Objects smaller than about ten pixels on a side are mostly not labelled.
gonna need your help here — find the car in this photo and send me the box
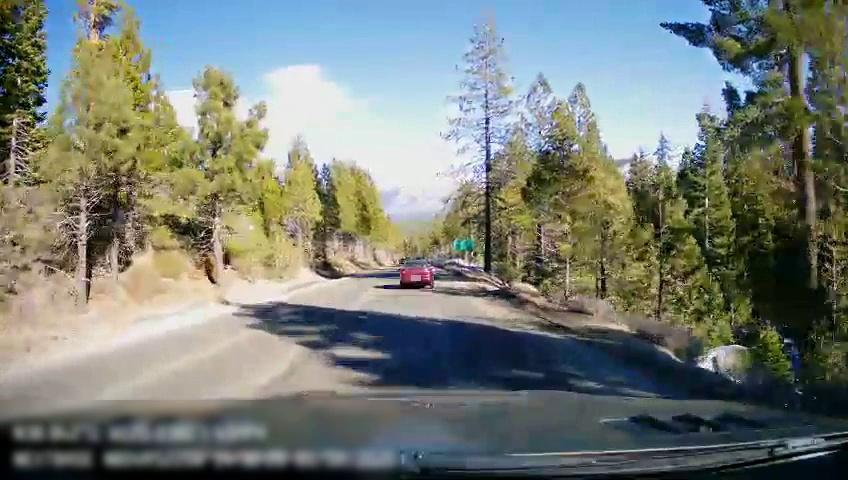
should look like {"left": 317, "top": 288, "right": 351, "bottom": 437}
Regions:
{"left": 399, "top": 257, "right": 436, "bottom": 288}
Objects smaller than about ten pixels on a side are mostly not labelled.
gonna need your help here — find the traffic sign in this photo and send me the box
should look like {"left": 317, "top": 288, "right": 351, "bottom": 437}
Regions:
{"left": 454, "top": 240, "right": 477, "bottom": 252}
